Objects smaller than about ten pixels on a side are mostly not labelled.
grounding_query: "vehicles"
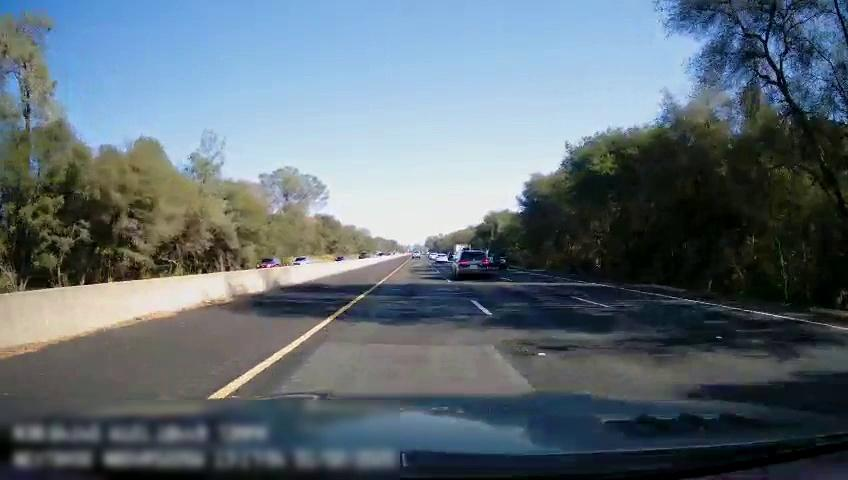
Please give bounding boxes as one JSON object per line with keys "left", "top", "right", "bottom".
{"left": 451, "top": 252, "right": 493, "bottom": 282}
{"left": 429, "top": 253, "right": 438, "bottom": 261}
{"left": 486, "top": 253, "right": 506, "bottom": 272}
{"left": 435, "top": 253, "right": 448, "bottom": 264}
{"left": 452, "top": 244, "right": 471, "bottom": 259}
{"left": 256, "top": 258, "right": 281, "bottom": 270}
{"left": 411, "top": 249, "right": 421, "bottom": 259}
{"left": 334, "top": 256, "right": 345, "bottom": 262}
{"left": 292, "top": 256, "right": 313, "bottom": 265}
{"left": 358, "top": 252, "right": 371, "bottom": 259}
